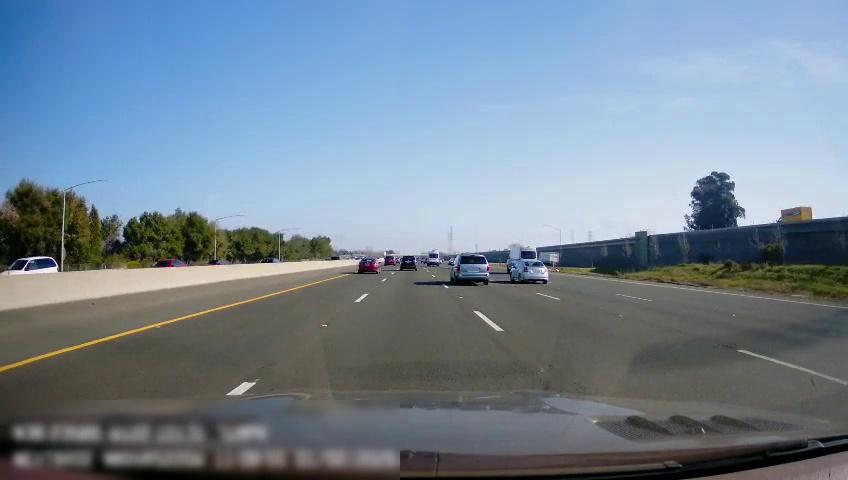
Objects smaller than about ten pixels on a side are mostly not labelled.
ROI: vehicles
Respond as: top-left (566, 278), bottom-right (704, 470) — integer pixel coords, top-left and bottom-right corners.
top-left (152, 257), bottom-right (191, 268)
top-left (357, 257), bottom-right (382, 275)
top-left (0, 254), bottom-right (60, 277)
top-left (447, 253), bottom-right (490, 286)
top-left (509, 258), bottom-right (549, 284)
top-left (399, 255), bottom-right (418, 272)
top-left (426, 250), bottom-right (440, 267)
top-left (383, 255), bottom-right (398, 267)
top-left (258, 257), bottom-right (282, 264)
top-left (505, 245), bottom-right (537, 275)
top-left (538, 251), bottom-right (560, 268)
top-left (208, 258), bottom-right (232, 266)
top-left (776, 206), bottom-right (813, 223)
